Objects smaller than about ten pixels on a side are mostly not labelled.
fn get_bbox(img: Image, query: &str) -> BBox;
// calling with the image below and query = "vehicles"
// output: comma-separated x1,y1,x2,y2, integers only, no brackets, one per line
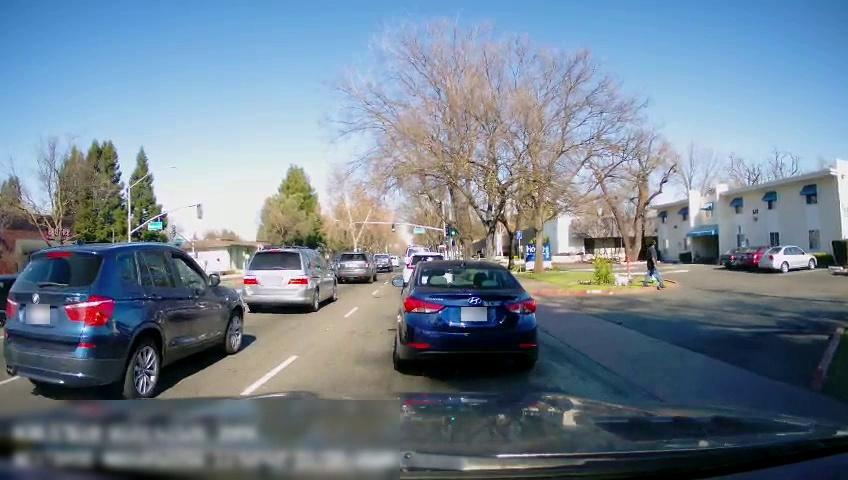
372,253,396,273
0,274,18,328
395,258,539,377
3,239,248,403
402,247,431,264
331,252,377,284
740,246,772,271
758,246,819,273
239,248,337,312
723,247,751,269
402,252,448,283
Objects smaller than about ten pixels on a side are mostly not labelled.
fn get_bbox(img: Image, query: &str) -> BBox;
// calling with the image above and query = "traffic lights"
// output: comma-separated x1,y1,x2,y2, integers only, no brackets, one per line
171,223,176,235
450,224,458,237
445,225,449,236
194,204,204,222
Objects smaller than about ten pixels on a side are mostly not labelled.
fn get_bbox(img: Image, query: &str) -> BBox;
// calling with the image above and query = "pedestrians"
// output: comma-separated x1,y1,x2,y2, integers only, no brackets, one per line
644,242,665,286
